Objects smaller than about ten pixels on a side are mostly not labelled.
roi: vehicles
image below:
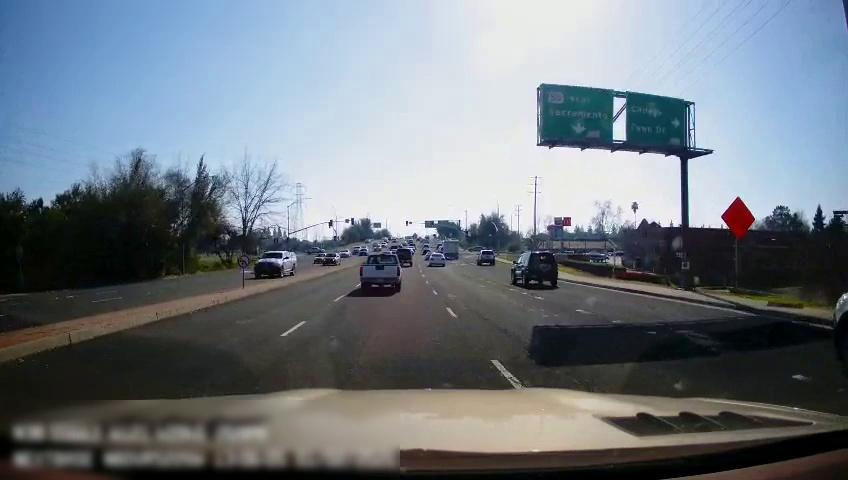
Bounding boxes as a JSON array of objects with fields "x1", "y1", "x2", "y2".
[
  {"x1": 429, "y1": 252, "x2": 447, "y2": 267},
  {"x1": 510, "y1": 252, "x2": 559, "y2": 290},
  {"x1": 477, "y1": 249, "x2": 495, "y2": 266},
  {"x1": 833, "y1": 291, "x2": 848, "y2": 361},
  {"x1": 358, "y1": 246, "x2": 369, "y2": 256},
  {"x1": 312, "y1": 252, "x2": 327, "y2": 264},
  {"x1": 358, "y1": 251, "x2": 403, "y2": 292},
  {"x1": 439, "y1": 239, "x2": 459, "y2": 259},
  {"x1": 322, "y1": 253, "x2": 340, "y2": 266},
  {"x1": 351, "y1": 246, "x2": 360, "y2": 256},
  {"x1": 253, "y1": 250, "x2": 297, "y2": 279},
  {"x1": 338, "y1": 248, "x2": 351, "y2": 258},
  {"x1": 395, "y1": 247, "x2": 414, "y2": 268}
]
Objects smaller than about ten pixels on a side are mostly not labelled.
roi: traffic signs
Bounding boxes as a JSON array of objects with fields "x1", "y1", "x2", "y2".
[
  {"x1": 624, "y1": 89, "x2": 688, "y2": 151},
  {"x1": 538, "y1": 84, "x2": 615, "y2": 148},
  {"x1": 720, "y1": 195, "x2": 757, "y2": 241}
]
